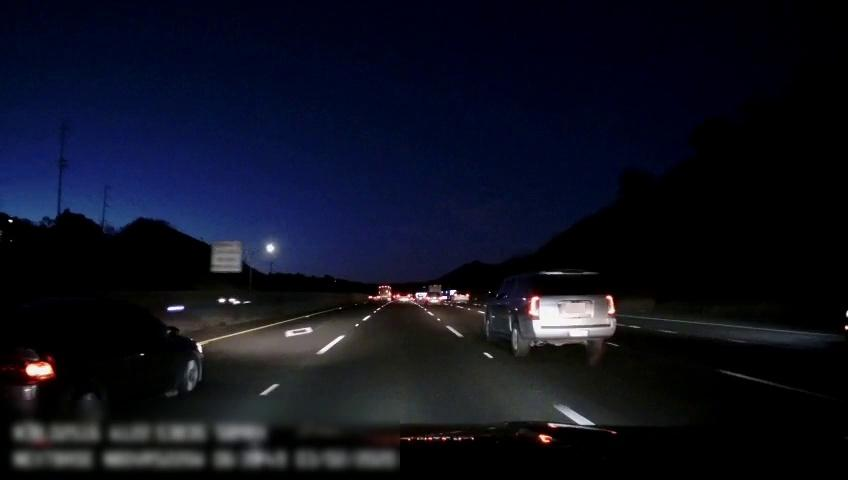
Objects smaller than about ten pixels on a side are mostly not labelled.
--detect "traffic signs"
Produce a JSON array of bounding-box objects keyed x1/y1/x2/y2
[{"x1": 210, "y1": 241, "x2": 243, "y2": 274}]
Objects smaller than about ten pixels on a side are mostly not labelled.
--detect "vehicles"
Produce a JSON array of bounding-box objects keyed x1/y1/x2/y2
[
  {"x1": 395, "y1": 292, "x2": 411, "y2": 305},
  {"x1": 365, "y1": 292, "x2": 382, "y2": 306},
  {"x1": 0, "y1": 296, "x2": 204, "y2": 444},
  {"x1": 451, "y1": 290, "x2": 469, "y2": 305},
  {"x1": 423, "y1": 292, "x2": 440, "y2": 305},
  {"x1": 481, "y1": 269, "x2": 617, "y2": 360},
  {"x1": 377, "y1": 285, "x2": 392, "y2": 302}
]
